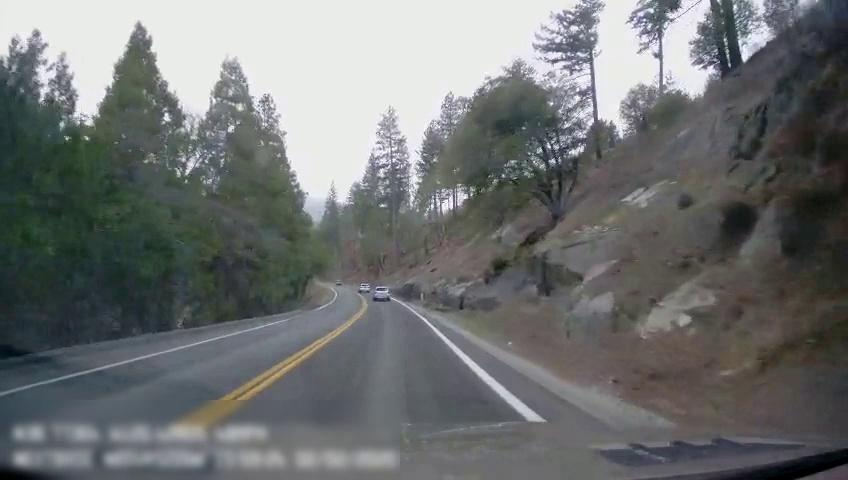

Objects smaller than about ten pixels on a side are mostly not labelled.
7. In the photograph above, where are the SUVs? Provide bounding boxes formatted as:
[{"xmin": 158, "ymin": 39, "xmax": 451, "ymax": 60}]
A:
[
  {"xmin": 358, "ymin": 283, "xmax": 370, "ymax": 293},
  {"xmin": 372, "ymin": 286, "xmax": 390, "ymax": 301}
]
